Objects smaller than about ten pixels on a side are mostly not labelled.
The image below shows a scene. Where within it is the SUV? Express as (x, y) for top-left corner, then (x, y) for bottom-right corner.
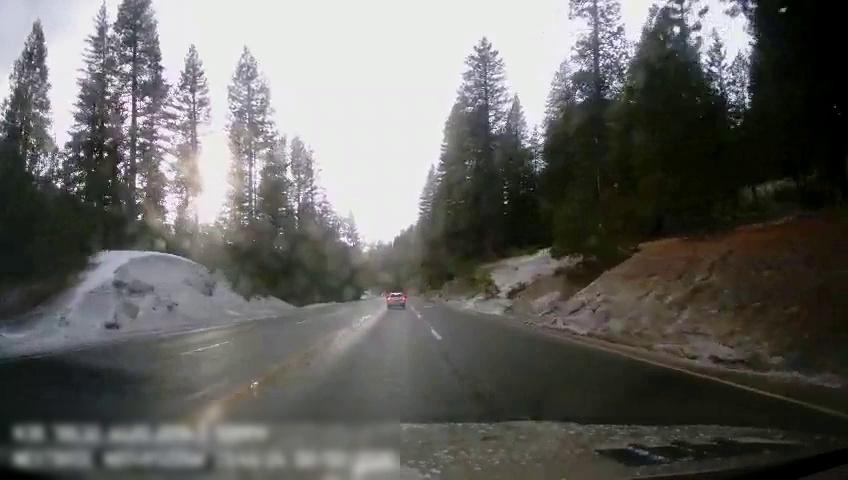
(386, 291), (407, 310)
